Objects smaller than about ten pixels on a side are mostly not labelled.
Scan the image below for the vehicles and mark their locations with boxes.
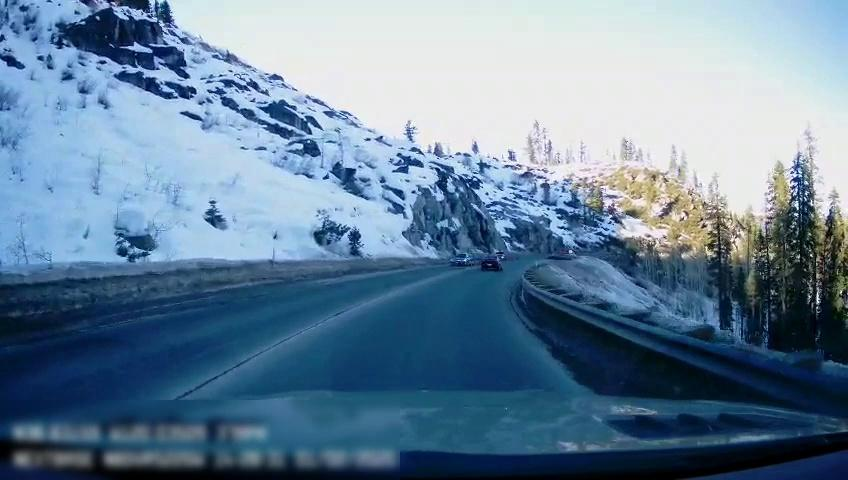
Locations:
[451,253,471,267]
[480,254,505,272]
[492,251,505,260]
